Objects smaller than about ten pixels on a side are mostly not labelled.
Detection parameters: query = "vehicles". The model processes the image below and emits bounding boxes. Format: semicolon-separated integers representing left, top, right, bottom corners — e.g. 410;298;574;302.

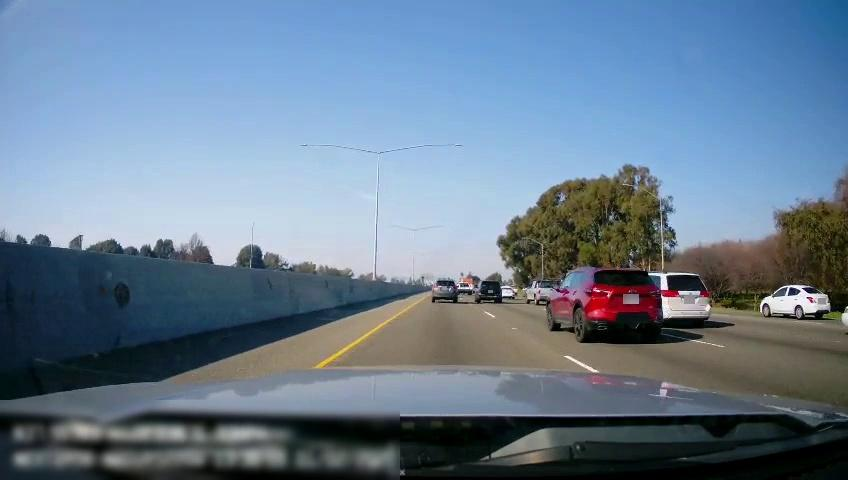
759;283;831;321
431;278;459;303
457;280;473;295
525;279;556;306
840;308;848;328
545;268;664;344
474;279;503;304
501;285;514;299
648;272;712;327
